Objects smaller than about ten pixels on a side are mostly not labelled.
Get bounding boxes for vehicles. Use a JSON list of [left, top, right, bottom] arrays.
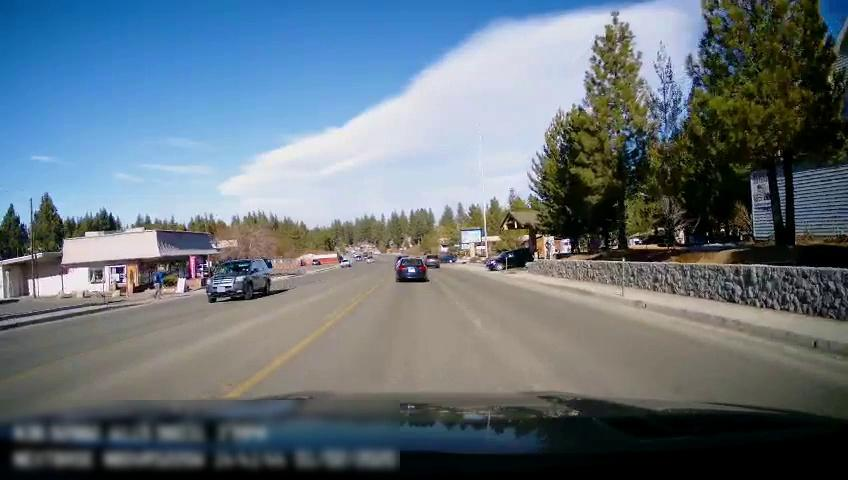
[[398, 256, 428, 283], [436, 254, 455, 264], [424, 256, 440, 268], [487, 247, 534, 272], [206, 257, 273, 304], [393, 256, 405, 271], [365, 256, 376, 264], [340, 258, 353, 268]]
